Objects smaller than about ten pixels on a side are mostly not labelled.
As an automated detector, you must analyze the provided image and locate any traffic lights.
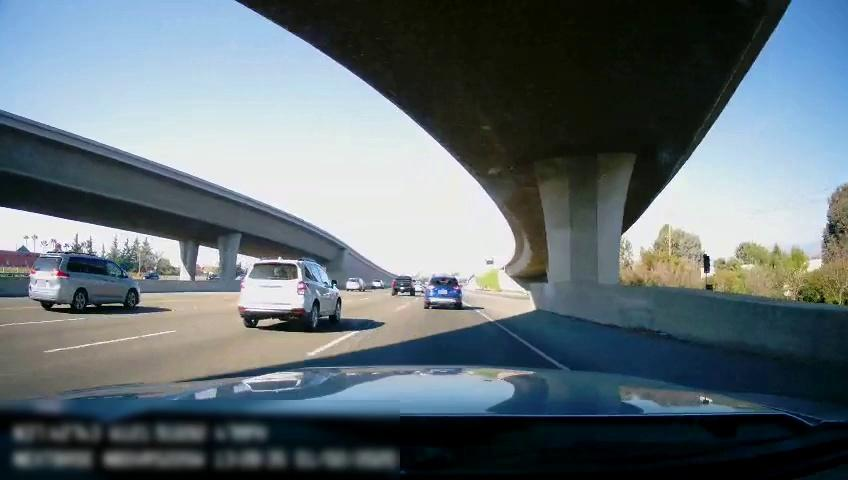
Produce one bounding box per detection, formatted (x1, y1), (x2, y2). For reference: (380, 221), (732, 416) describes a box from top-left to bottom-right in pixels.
(703, 253), (710, 274)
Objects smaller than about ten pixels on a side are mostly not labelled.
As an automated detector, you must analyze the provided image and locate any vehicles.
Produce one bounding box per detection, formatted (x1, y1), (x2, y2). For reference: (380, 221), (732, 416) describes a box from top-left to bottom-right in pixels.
(422, 275), (463, 311)
(412, 283), (425, 294)
(28, 251), (140, 314)
(391, 275), (417, 297)
(236, 256), (343, 331)
(206, 273), (219, 281)
(371, 279), (385, 290)
(345, 277), (366, 292)
(142, 271), (160, 280)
